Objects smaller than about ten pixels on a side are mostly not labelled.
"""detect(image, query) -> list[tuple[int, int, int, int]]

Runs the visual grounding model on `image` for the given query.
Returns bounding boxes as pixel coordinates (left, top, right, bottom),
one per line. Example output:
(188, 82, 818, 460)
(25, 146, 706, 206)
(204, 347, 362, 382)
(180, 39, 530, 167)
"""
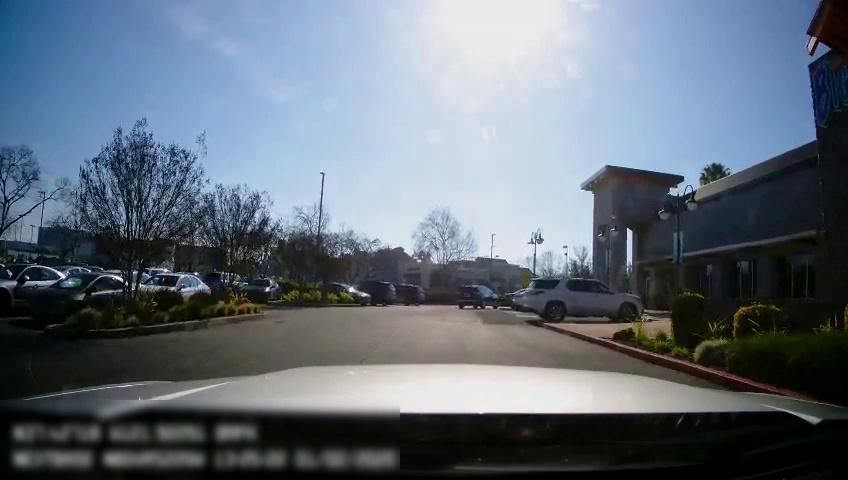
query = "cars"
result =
(0, 264, 74, 318)
(502, 288, 537, 311)
(244, 280, 283, 302)
(136, 273, 212, 302)
(27, 272, 137, 322)
(325, 281, 372, 307)
(512, 287, 545, 312)
(101, 270, 154, 292)
(44, 266, 97, 298)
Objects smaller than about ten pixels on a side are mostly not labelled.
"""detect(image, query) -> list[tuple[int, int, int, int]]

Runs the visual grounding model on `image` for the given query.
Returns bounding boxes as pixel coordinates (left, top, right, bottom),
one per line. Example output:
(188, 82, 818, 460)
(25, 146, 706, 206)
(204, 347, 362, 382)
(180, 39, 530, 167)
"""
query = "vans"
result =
(141, 267, 179, 286)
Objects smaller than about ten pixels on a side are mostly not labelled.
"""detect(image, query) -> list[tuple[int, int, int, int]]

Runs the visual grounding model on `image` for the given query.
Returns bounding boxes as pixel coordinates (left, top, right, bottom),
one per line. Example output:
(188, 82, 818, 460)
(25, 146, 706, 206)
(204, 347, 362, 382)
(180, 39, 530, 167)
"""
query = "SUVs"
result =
(392, 283, 423, 304)
(355, 281, 396, 307)
(201, 272, 252, 294)
(521, 278, 643, 323)
(458, 284, 498, 309)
